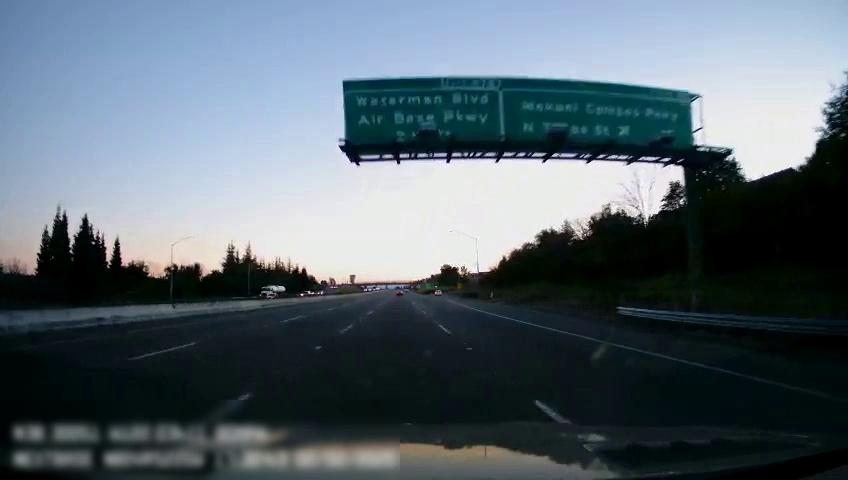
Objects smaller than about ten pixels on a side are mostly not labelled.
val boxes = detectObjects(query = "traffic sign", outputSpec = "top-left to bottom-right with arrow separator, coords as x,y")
342,75 -> 696,164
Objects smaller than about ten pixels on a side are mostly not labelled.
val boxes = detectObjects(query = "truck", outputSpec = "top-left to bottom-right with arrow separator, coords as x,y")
259,285 -> 287,299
